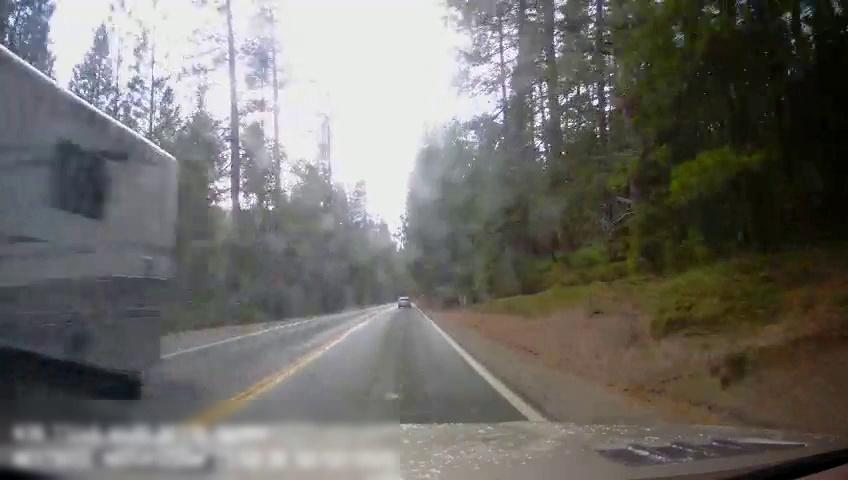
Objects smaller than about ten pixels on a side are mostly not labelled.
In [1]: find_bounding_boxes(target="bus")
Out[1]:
[0,45,182,407]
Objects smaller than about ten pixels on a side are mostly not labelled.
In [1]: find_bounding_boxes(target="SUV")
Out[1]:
[396,296,411,308]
